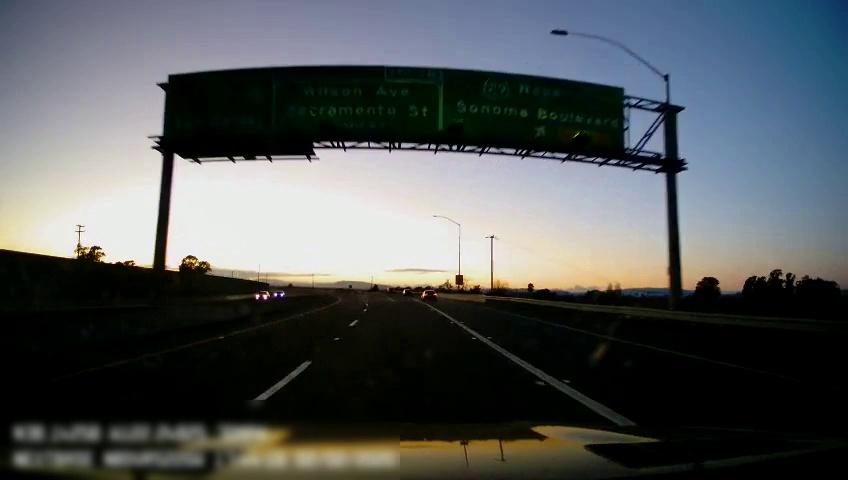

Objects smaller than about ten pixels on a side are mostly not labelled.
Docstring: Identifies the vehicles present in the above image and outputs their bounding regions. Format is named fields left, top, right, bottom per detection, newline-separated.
left=420, top=289, right=438, bottom=301
left=255, top=290, right=271, bottom=300
left=401, top=288, right=412, bottom=296
left=273, top=289, right=287, bottom=298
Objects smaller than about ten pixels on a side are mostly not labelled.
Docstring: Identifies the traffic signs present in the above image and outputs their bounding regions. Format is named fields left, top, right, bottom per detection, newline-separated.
left=165, top=65, right=274, bottom=154
left=274, top=65, right=442, bottom=145
left=443, top=67, right=627, bottom=162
